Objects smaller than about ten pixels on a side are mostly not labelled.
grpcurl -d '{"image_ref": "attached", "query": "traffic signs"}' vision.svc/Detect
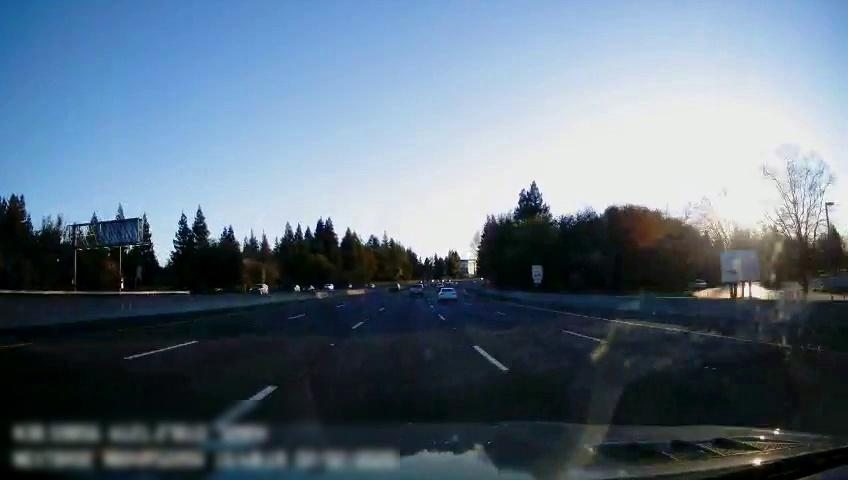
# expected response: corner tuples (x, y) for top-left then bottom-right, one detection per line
(721, 250), (761, 283)
(531, 265), (543, 279)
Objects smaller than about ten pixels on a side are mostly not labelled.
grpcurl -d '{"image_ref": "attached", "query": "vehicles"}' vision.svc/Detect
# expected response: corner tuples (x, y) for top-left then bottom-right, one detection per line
(387, 282), (399, 293)
(437, 287), (458, 303)
(410, 284), (423, 296)
(301, 283), (316, 293)
(321, 282), (335, 291)
(686, 278), (708, 291)
(289, 284), (302, 293)
(250, 284), (269, 296)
